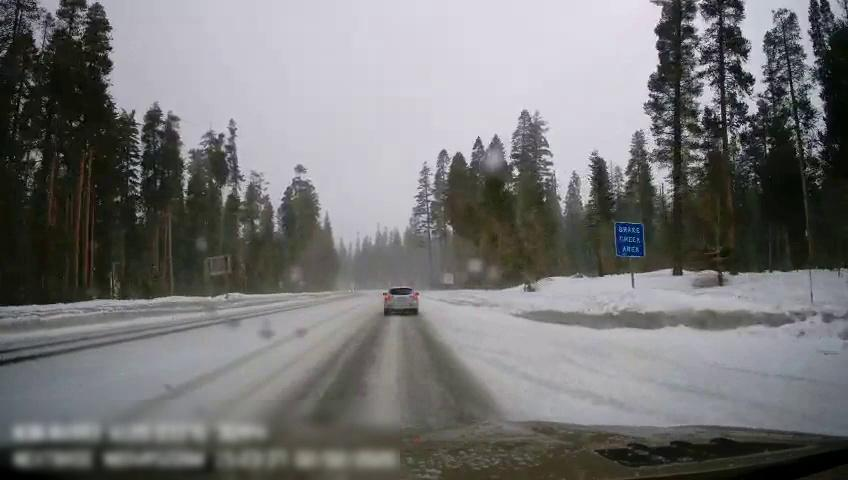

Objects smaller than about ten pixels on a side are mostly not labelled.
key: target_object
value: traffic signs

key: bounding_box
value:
[205,255,232,276]
[614,221,646,258]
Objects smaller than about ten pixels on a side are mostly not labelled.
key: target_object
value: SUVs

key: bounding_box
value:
[381,287,420,316]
